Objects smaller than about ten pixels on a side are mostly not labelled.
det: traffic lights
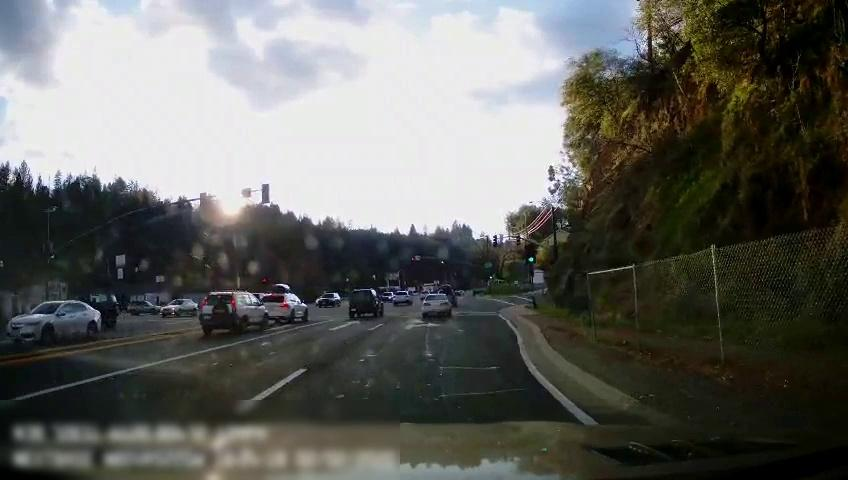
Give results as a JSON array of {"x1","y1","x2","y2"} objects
[
  {"x1": 524, "y1": 242, "x2": 538, "y2": 265},
  {"x1": 260, "y1": 183, "x2": 270, "y2": 204},
  {"x1": 492, "y1": 235, "x2": 498, "y2": 247},
  {"x1": 200, "y1": 194, "x2": 207, "y2": 210},
  {"x1": 516, "y1": 235, "x2": 521, "y2": 246},
  {"x1": 499, "y1": 234, "x2": 504, "y2": 245}
]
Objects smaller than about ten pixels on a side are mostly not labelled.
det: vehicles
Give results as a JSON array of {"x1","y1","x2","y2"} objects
[
  {"x1": 126, "y1": 299, "x2": 162, "y2": 316},
  {"x1": 81, "y1": 283, "x2": 121, "y2": 328},
  {"x1": 8, "y1": 299, "x2": 101, "y2": 346},
  {"x1": 348, "y1": 288, "x2": 385, "y2": 320},
  {"x1": 419, "y1": 290, "x2": 430, "y2": 300},
  {"x1": 316, "y1": 292, "x2": 342, "y2": 308},
  {"x1": 261, "y1": 283, "x2": 309, "y2": 324},
  {"x1": 442, "y1": 283, "x2": 460, "y2": 308},
  {"x1": 421, "y1": 294, "x2": 452, "y2": 320},
  {"x1": 199, "y1": 288, "x2": 271, "y2": 336},
  {"x1": 160, "y1": 298, "x2": 198, "y2": 319},
  {"x1": 380, "y1": 291, "x2": 395, "y2": 302},
  {"x1": 392, "y1": 290, "x2": 415, "y2": 306}
]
